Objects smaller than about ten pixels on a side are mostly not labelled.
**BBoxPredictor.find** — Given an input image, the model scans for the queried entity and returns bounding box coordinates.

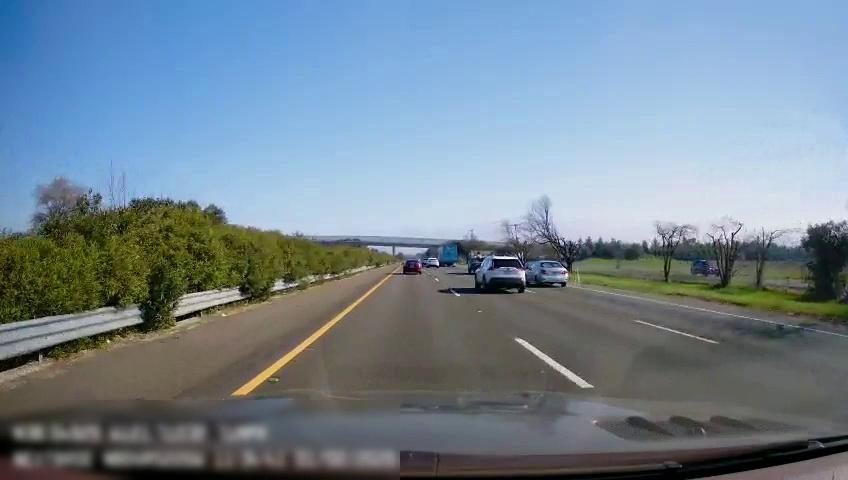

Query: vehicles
[437,244,458,267]
[426,257,440,268]
[467,250,495,274]
[399,257,424,276]
[474,256,526,294]
[525,261,568,288]
[691,259,720,277]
